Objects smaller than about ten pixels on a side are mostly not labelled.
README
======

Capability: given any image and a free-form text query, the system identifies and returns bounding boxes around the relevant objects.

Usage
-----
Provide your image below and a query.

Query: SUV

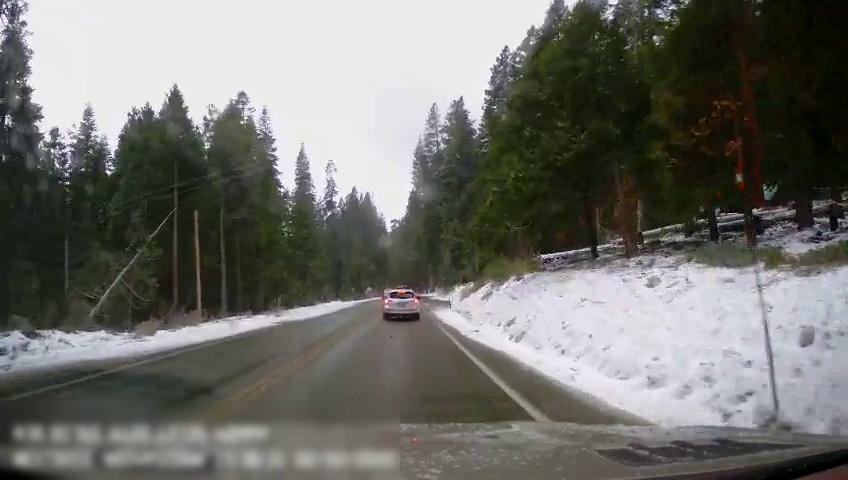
[381,288,421,322]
